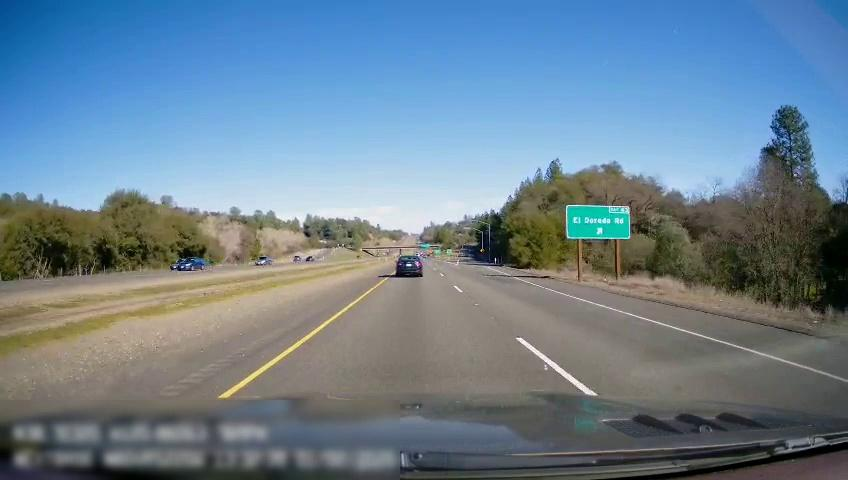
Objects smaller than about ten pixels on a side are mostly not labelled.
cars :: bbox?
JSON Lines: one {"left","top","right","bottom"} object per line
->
{"left": 396, "top": 255, "right": 423, "bottom": 276}
{"left": 169, "top": 258, "right": 188, "bottom": 271}
{"left": 178, "top": 258, "right": 208, "bottom": 272}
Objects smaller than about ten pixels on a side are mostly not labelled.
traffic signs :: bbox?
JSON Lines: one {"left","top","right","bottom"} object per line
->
{"left": 565, "top": 204, "right": 631, "bottom": 239}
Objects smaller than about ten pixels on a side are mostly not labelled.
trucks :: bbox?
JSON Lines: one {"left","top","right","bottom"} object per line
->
{"left": 253, "top": 256, "right": 273, "bottom": 266}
